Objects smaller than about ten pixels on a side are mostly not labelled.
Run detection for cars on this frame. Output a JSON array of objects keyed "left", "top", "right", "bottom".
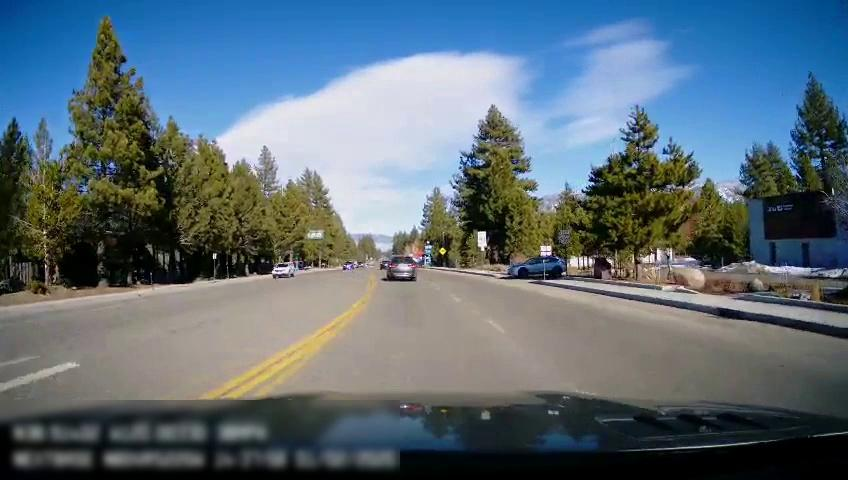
[{"left": 271, "top": 262, "right": 295, "bottom": 279}]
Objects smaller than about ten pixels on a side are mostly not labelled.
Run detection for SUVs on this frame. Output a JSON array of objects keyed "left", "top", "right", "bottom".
[
  {"left": 387, "top": 255, "right": 418, "bottom": 281},
  {"left": 510, "top": 255, "right": 567, "bottom": 281}
]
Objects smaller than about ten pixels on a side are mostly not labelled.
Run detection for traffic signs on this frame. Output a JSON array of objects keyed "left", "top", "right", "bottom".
[{"left": 478, "top": 232, "right": 486, "bottom": 248}]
